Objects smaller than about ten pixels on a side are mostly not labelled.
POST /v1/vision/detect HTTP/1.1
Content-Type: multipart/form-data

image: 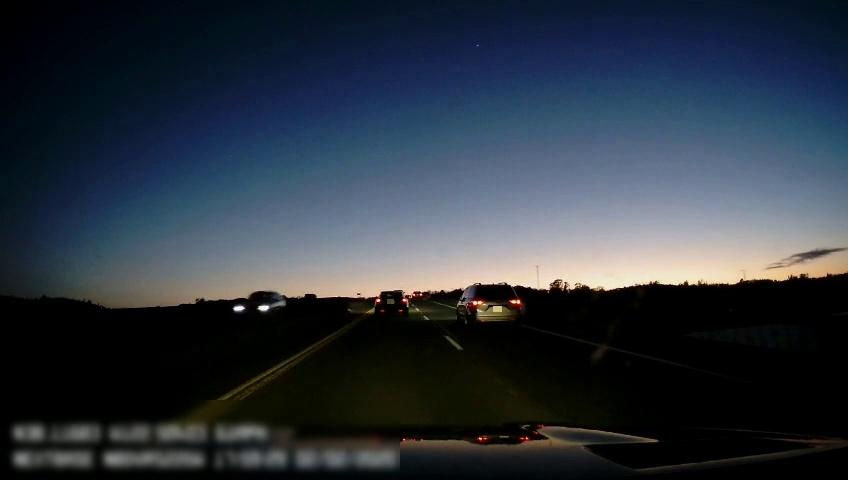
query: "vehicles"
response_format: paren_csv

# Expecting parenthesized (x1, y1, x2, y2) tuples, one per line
(456, 283, 523, 327)
(375, 290, 409, 316)
(412, 290, 423, 300)
(230, 291, 289, 322)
